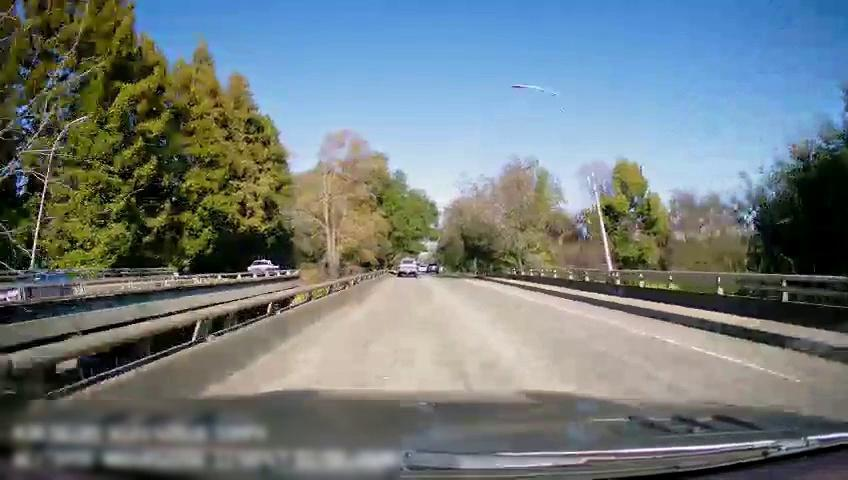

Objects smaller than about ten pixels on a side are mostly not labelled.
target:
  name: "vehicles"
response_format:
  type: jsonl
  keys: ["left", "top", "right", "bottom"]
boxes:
{"left": 397, "top": 258, "right": 418, "bottom": 278}
{"left": 427, "top": 263, "right": 439, "bottom": 274}
{"left": 0, "top": 269, "right": 88, "bottom": 307}
{"left": 248, "top": 259, "right": 275, "bottom": 273}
